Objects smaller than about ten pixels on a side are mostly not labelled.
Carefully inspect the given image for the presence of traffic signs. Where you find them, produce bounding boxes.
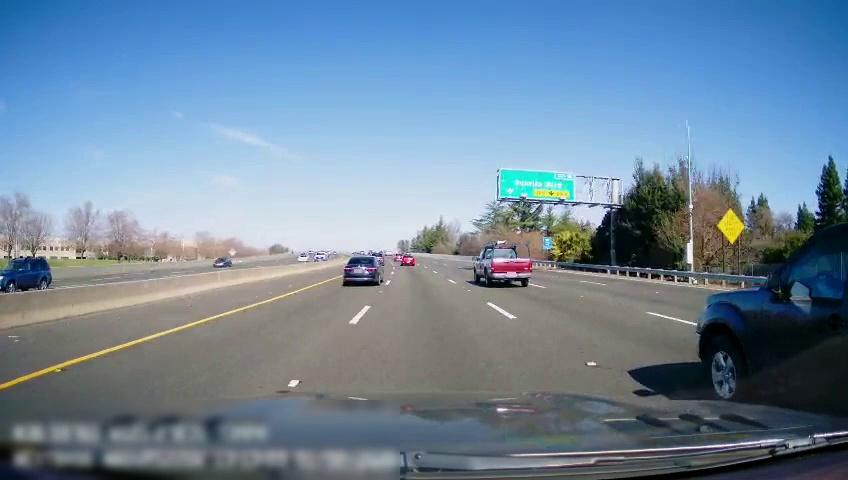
[716,208,745,244]
[499,168,575,203]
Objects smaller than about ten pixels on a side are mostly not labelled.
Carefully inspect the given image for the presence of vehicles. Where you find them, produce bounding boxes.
[212,257,233,269]
[400,255,416,267]
[314,252,329,262]
[296,253,310,263]
[472,240,534,287]
[343,256,385,287]
[695,221,848,416]
[0,255,53,295]
[371,252,384,267]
